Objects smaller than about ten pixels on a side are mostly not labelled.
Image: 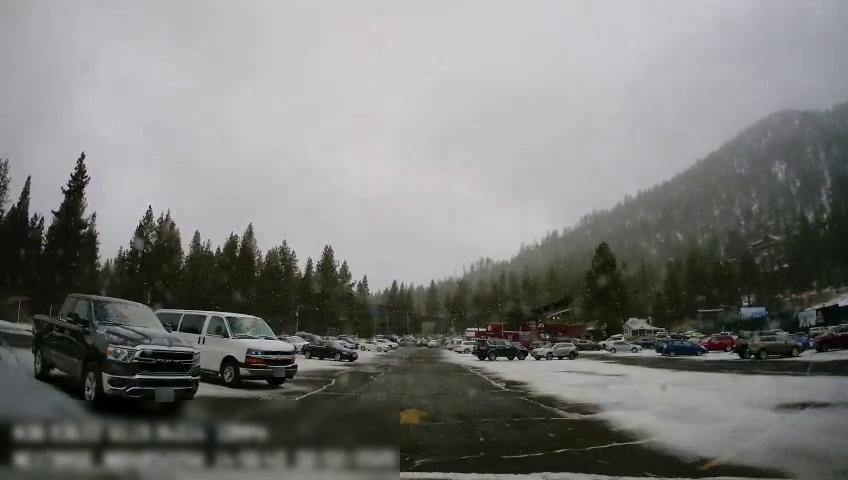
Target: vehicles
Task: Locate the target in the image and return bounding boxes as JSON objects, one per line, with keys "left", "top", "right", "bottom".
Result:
{"left": 473, "top": 339, "right": 530, "bottom": 361}
{"left": 655, "top": 338, "right": 703, "bottom": 356}
{"left": 357, "top": 340, "right": 390, "bottom": 353}
{"left": 732, "top": 335, "right": 751, "bottom": 359}
{"left": 577, "top": 339, "right": 602, "bottom": 351}
{"left": 153, "top": 309, "right": 299, "bottom": 386}
{"left": 336, "top": 340, "right": 355, "bottom": 349}
{"left": 454, "top": 340, "right": 474, "bottom": 355}
{"left": 607, "top": 339, "right": 642, "bottom": 353}
{"left": 746, "top": 333, "right": 806, "bottom": 363}
{"left": 375, "top": 338, "right": 398, "bottom": 351}
{"left": 701, "top": 335, "right": 736, "bottom": 352}
{"left": 279, "top": 335, "right": 310, "bottom": 353}
{"left": 813, "top": 325, "right": 848, "bottom": 352}
{"left": 531, "top": 342, "right": 577, "bottom": 360}
{"left": 30, "top": 292, "right": 203, "bottom": 416}
{"left": 600, "top": 335, "right": 626, "bottom": 347}
{"left": 300, "top": 339, "right": 359, "bottom": 362}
